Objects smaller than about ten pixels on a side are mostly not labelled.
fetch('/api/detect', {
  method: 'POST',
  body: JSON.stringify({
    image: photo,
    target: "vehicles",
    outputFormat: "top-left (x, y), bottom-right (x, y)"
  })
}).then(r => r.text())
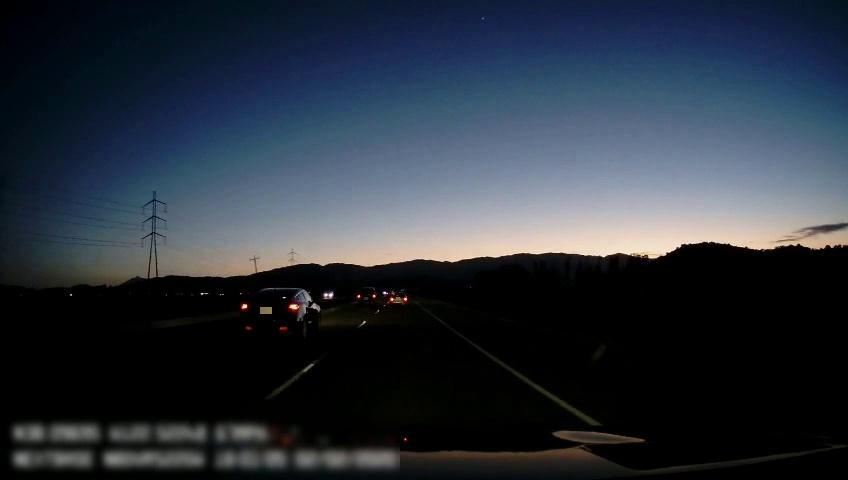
top-left (233, 287), bottom-right (321, 346)
top-left (356, 287), bottom-right (378, 304)
top-left (388, 290), bottom-right (407, 306)
top-left (321, 290), bottom-right (336, 300)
